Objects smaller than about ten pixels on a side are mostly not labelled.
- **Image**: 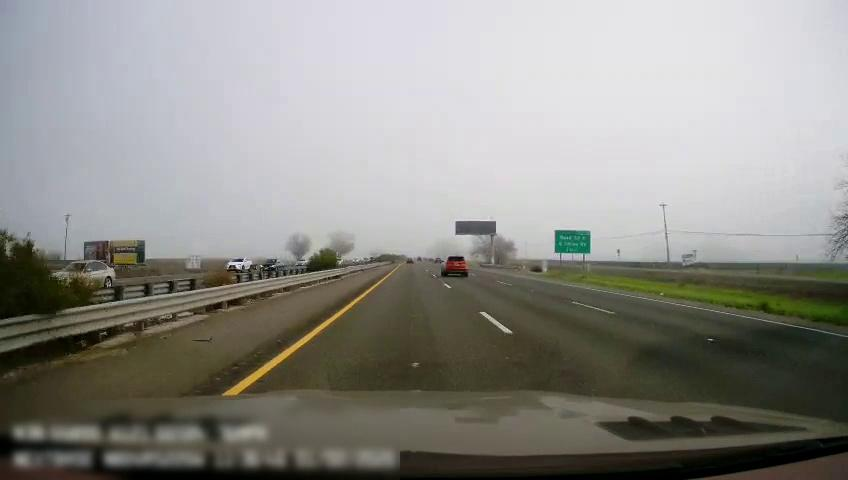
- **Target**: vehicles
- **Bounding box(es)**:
[226,257,254,274]
[48,260,116,290]
[259,258,285,271]
[295,259,308,267]
[440,255,469,278]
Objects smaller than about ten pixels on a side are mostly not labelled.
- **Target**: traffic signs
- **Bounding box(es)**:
[555,229,592,254]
